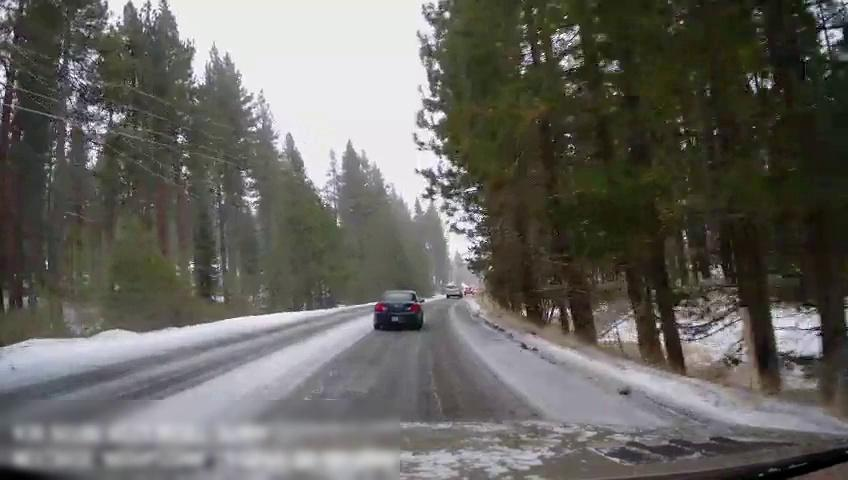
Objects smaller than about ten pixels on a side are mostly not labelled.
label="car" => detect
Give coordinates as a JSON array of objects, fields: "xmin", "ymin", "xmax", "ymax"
[{"xmin": 373, "ymin": 289, "xmax": 425, "ymax": 332}]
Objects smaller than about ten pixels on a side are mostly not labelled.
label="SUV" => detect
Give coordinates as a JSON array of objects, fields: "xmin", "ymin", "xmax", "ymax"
[{"xmin": 445, "ymin": 283, "xmax": 463, "ymax": 299}]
